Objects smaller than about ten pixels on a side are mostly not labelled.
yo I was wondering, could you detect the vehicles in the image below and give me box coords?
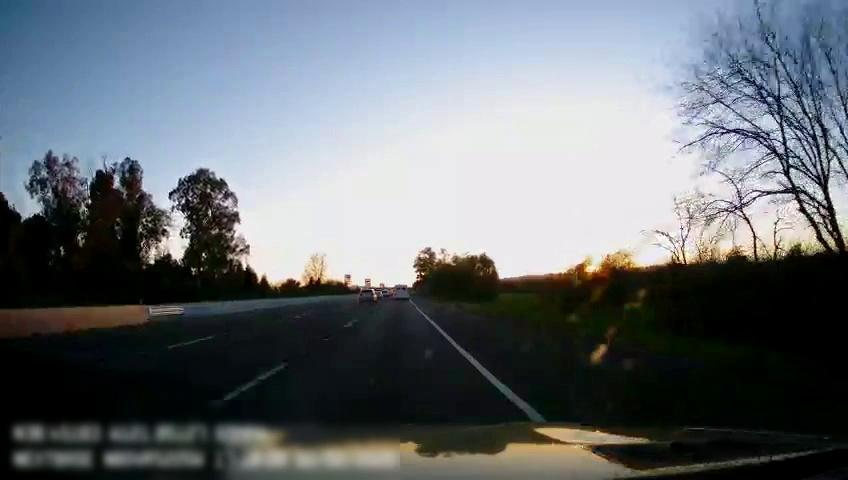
[358,288,378,304]
[392,284,410,301]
